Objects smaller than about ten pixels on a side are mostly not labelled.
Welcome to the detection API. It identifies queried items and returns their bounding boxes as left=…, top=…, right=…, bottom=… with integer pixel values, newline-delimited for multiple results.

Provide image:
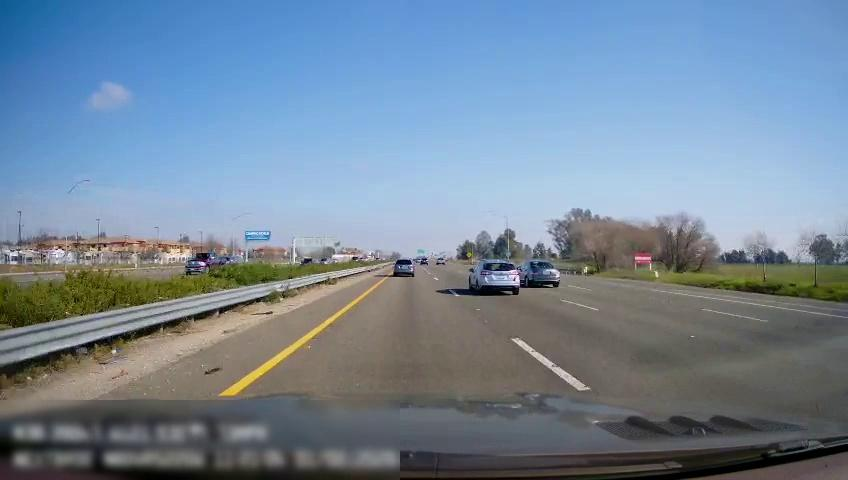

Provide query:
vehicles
left=183, top=251, right=227, bottom=276
left=468, top=259, right=521, bottom=296
left=319, top=257, right=332, bottom=265
left=391, top=258, right=415, bottom=278
left=299, top=257, right=317, bottom=267
left=348, top=256, right=361, bottom=264
left=515, top=259, right=560, bottom=289
left=223, top=256, right=239, bottom=265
